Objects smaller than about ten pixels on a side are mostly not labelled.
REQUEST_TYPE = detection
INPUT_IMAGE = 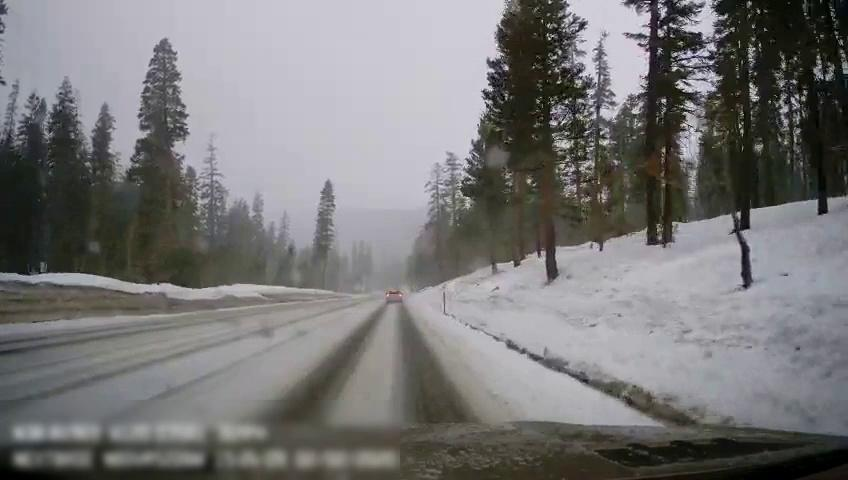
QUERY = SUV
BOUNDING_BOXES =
[385,289,404,304]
